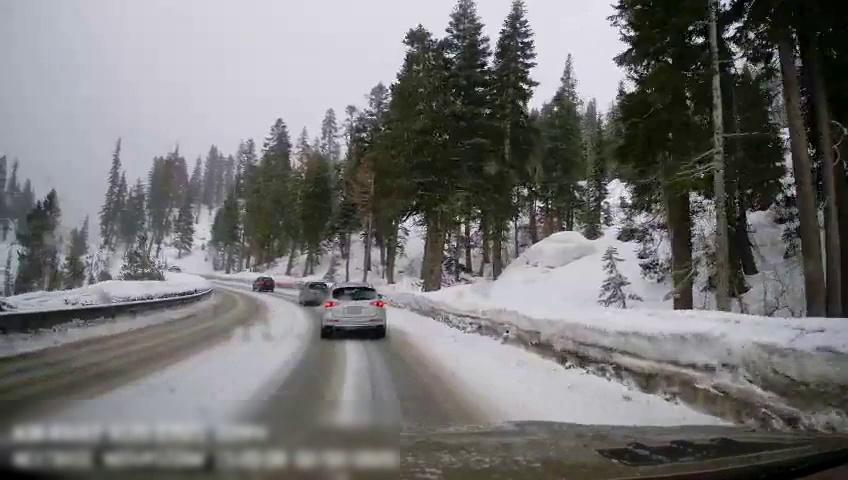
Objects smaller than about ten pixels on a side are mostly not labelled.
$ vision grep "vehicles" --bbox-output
[252,276,276,293]
[299,280,331,307]
[319,283,386,341]
[169,265,181,273]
